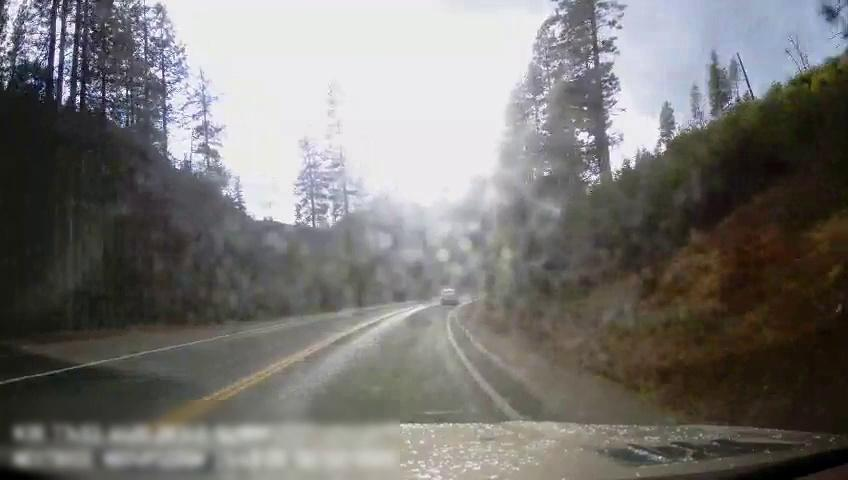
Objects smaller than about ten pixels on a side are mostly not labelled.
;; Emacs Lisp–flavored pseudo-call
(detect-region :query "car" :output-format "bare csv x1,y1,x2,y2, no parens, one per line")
440,288,457,305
